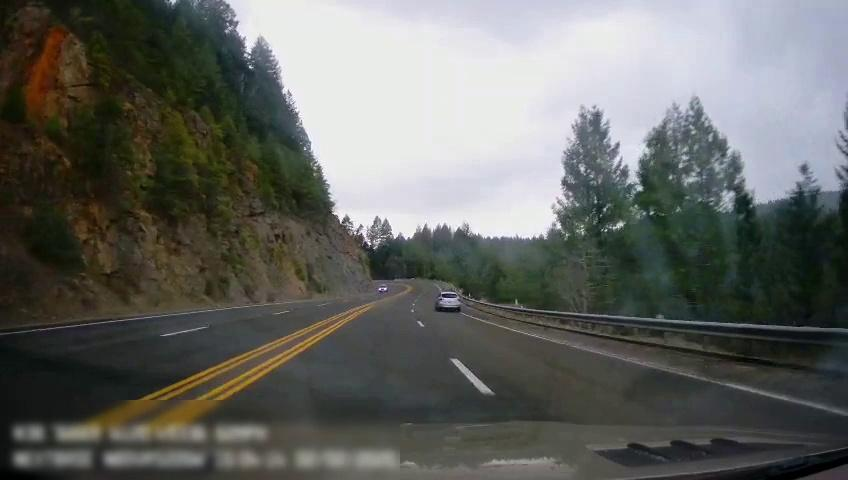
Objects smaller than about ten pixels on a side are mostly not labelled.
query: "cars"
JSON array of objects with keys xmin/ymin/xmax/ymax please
[
  {"xmin": 378, "ymin": 284, "xmax": 388, "ymax": 293},
  {"xmin": 435, "ymin": 291, "xmax": 461, "ymax": 312}
]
